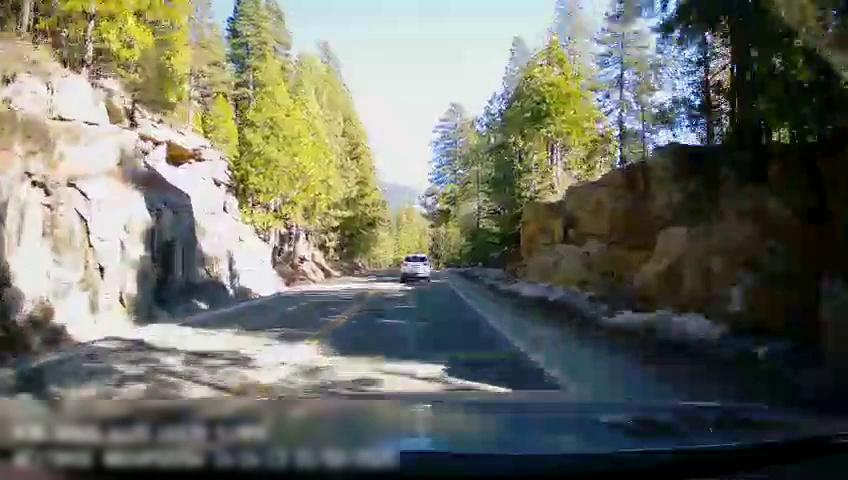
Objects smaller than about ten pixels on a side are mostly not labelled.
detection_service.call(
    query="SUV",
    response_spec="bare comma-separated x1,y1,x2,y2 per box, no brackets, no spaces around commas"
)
400,255,431,284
